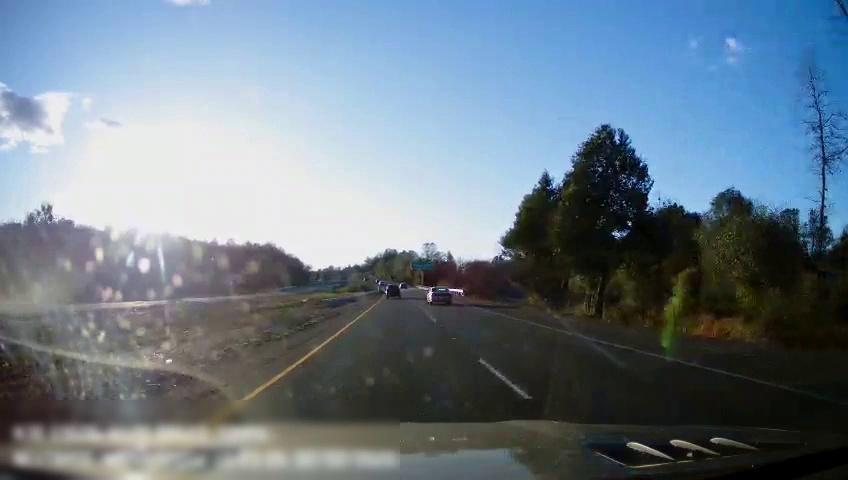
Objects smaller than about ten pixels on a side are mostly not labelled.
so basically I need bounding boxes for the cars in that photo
[427,286,451,305]
[386,284,401,299]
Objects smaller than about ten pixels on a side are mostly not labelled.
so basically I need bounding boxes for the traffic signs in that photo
[412,261,434,270]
